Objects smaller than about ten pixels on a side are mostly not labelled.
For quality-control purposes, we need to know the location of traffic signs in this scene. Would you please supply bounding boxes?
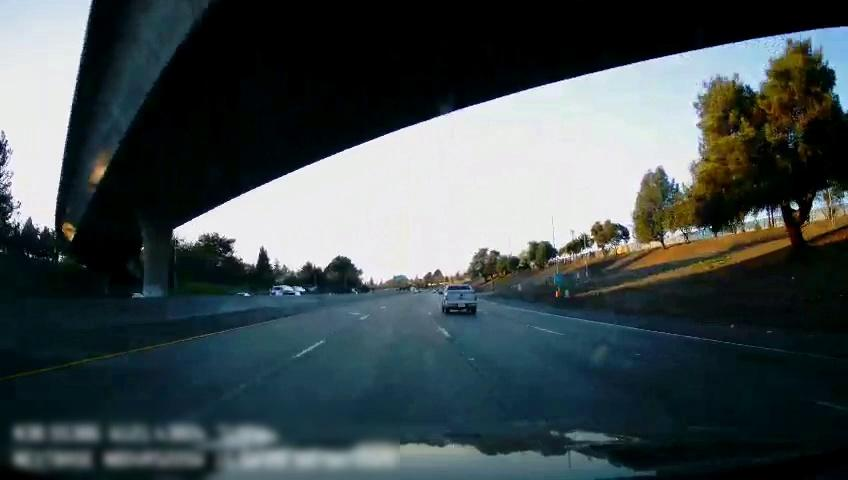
[392,274,406,282]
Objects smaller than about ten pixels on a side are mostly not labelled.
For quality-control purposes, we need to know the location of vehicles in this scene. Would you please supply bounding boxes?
[439,285,477,314]
[130,292,145,298]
